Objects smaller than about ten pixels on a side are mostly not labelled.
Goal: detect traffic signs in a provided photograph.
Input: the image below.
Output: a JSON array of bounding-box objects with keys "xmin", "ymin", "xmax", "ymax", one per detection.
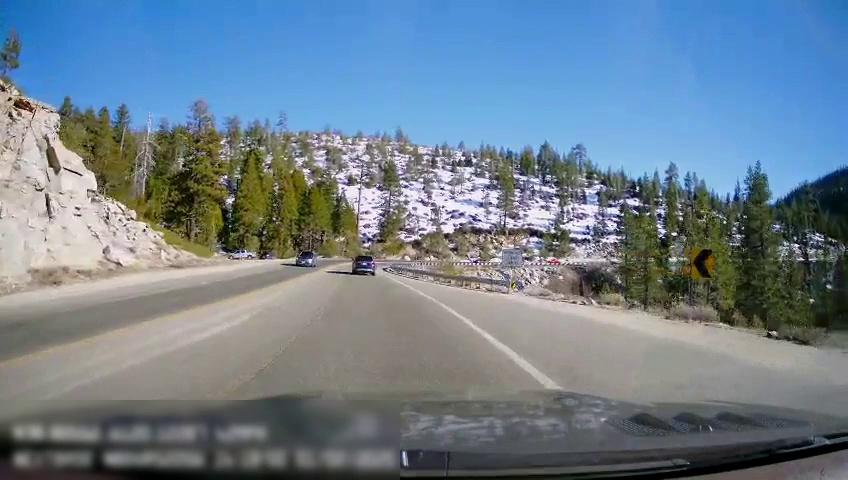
[
  {"xmin": 500, "ymin": 248, "xmax": 523, "ymax": 266},
  {"xmin": 691, "ymin": 246, "xmax": 716, "ymax": 282}
]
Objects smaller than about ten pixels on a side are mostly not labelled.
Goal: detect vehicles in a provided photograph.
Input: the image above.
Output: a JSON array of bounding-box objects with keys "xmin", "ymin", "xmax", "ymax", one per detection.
[
  {"xmin": 226, "ymin": 249, "xmax": 257, "ymax": 260},
  {"xmin": 259, "ymin": 251, "xmax": 272, "ymax": 260},
  {"xmin": 295, "ymin": 249, "xmax": 320, "ymax": 268},
  {"xmin": 351, "ymin": 255, "xmax": 377, "ymax": 276}
]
